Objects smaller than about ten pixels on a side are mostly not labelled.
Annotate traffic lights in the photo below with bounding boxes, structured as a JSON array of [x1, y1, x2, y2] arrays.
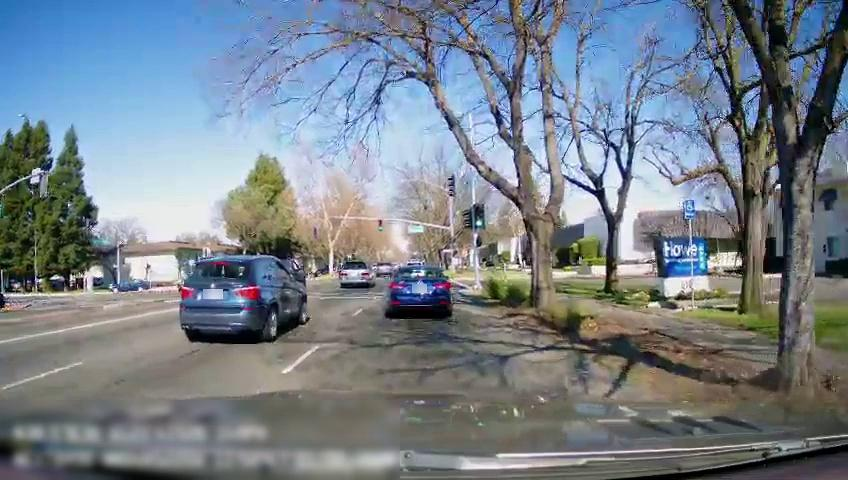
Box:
[[39, 175, 50, 197], [475, 236, 482, 248], [463, 207, 473, 232], [447, 175, 457, 198], [474, 201, 486, 231], [312, 226, 317, 238], [377, 219, 383, 233], [80, 215, 97, 229]]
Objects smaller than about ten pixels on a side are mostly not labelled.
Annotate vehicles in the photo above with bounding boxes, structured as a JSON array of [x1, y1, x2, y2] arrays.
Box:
[[273, 255, 306, 273], [176, 255, 313, 344], [373, 263, 393, 278], [337, 261, 377, 289], [385, 264, 457, 320]]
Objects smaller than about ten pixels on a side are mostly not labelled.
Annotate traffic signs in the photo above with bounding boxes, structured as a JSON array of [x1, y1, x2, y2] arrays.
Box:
[[96, 240, 112, 248], [408, 220, 425, 229]]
